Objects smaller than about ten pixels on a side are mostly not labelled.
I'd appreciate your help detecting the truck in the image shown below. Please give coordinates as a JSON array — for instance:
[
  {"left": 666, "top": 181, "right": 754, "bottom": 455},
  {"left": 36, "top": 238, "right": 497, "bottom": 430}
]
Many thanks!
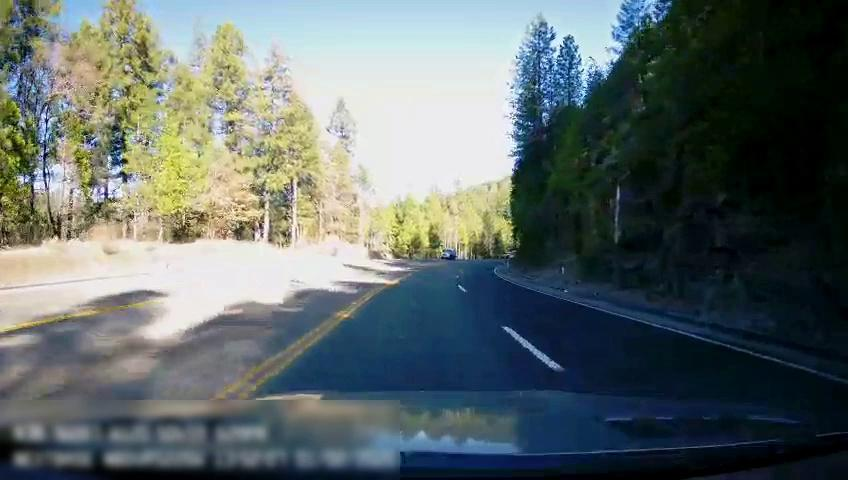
[{"left": 439, "top": 248, "right": 457, "bottom": 261}]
